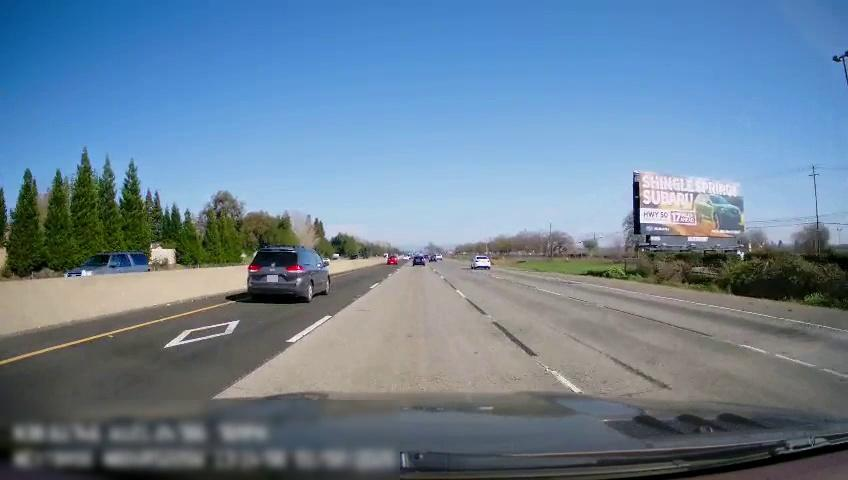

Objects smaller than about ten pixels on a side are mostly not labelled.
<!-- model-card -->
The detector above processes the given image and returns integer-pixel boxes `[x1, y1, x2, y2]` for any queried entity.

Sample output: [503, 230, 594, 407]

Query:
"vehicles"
[386, 255, 399, 266]
[63, 252, 149, 278]
[721, 248, 744, 260]
[412, 255, 426, 267]
[470, 255, 491, 270]
[246, 244, 332, 304]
